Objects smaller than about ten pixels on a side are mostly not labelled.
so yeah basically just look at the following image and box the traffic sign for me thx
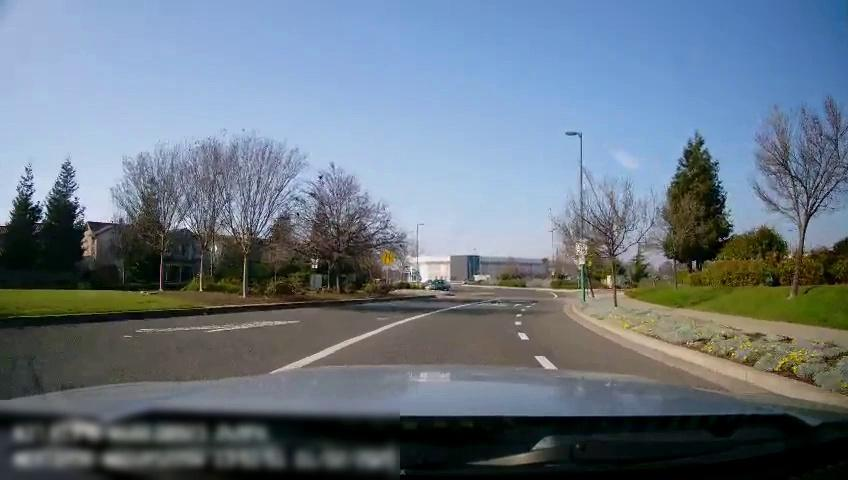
[381,247,394,269]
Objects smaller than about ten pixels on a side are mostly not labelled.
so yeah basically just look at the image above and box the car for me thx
[430,278,450,292]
